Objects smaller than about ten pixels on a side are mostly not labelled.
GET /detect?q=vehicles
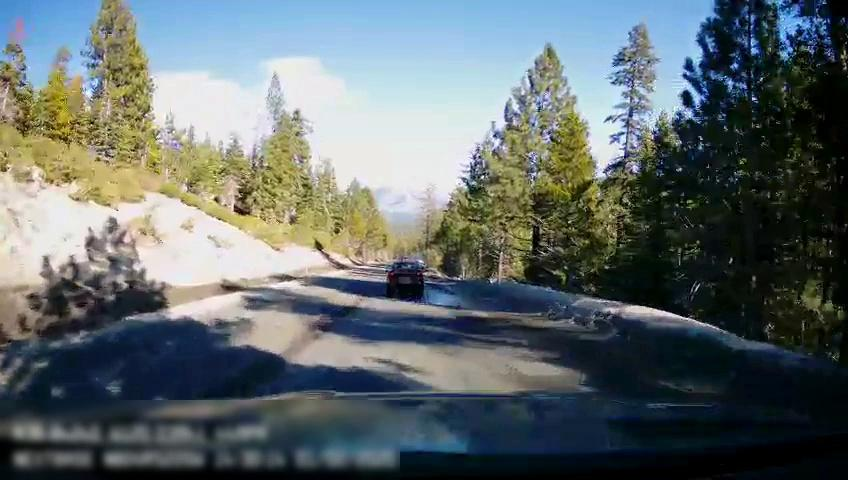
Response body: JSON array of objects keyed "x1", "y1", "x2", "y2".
[
  {"x1": 385, "y1": 261, "x2": 426, "y2": 295},
  {"x1": 391, "y1": 255, "x2": 409, "y2": 265}
]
